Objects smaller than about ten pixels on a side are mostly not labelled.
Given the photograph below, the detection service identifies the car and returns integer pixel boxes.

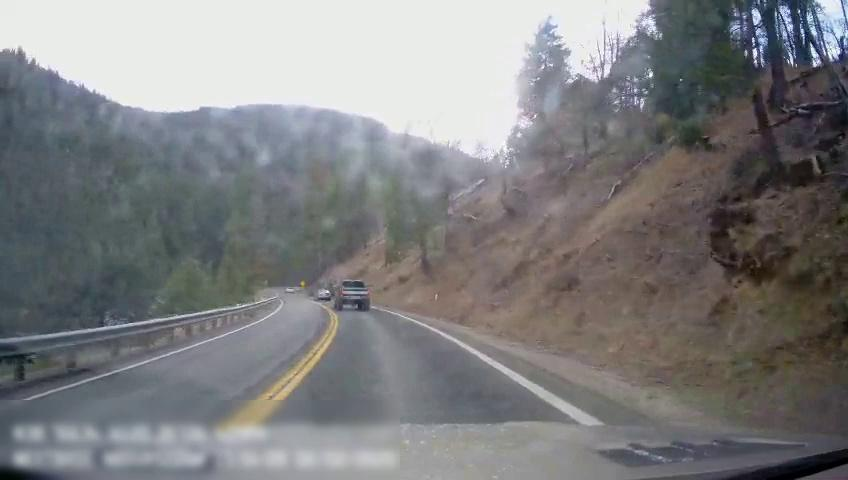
[314,288,331,302]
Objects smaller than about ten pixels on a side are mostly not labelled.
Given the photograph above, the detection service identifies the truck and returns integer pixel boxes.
[334,279,371,311]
